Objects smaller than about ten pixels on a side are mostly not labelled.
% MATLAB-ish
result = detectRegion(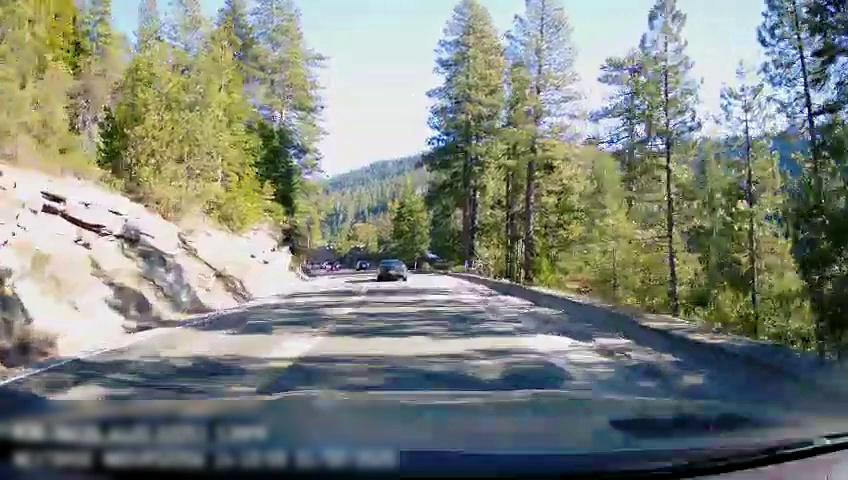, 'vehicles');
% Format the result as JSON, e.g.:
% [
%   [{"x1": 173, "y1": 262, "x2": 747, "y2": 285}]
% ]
[
  {"x1": 377, "y1": 260, "x2": 407, "y2": 281},
  {"x1": 353, "y1": 260, "x2": 368, "y2": 271},
  {"x1": 324, "y1": 261, "x2": 342, "y2": 273}
]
